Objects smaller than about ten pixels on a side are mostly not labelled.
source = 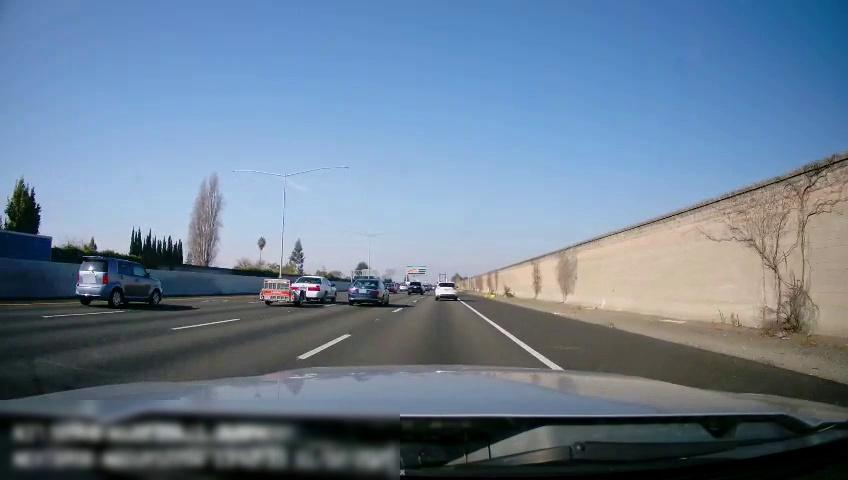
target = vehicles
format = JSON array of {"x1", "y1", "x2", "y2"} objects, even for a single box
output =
[
  {"x1": 435, "y1": 281, "x2": 459, "y2": 301},
  {"x1": 347, "y1": 278, "x2": 390, "y2": 307},
  {"x1": 407, "y1": 281, "x2": 424, "y2": 295},
  {"x1": 259, "y1": 276, "x2": 338, "y2": 307},
  {"x1": 0, "y1": 230, "x2": 52, "y2": 265},
  {"x1": 75, "y1": 255, "x2": 163, "y2": 309},
  {"x1": 383, "y1": 283, "x2": 397, "y2": 294}
]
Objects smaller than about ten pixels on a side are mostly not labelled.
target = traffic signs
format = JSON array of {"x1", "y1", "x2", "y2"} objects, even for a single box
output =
[{"x1": 407, "y1": 265, "x2": 427, "y2": 274}]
